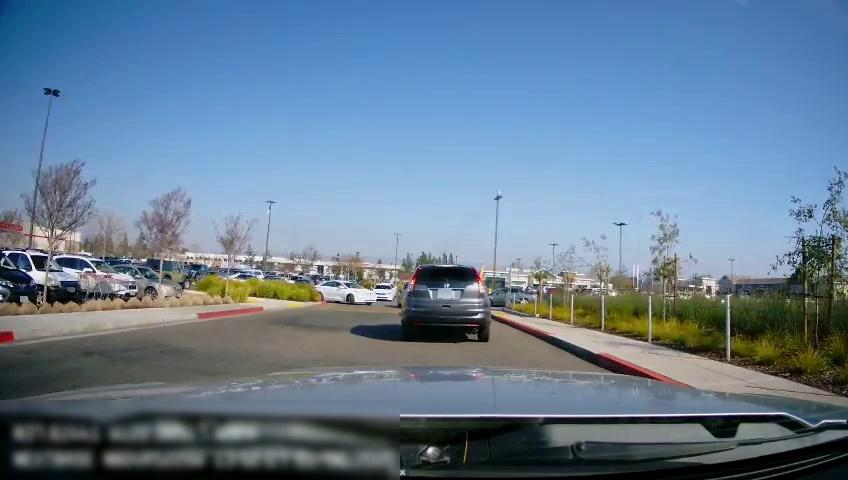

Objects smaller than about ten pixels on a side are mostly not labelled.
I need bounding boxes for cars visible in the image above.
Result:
[489,285,541,308]
[314,280,381,306]
[372,283,398,303]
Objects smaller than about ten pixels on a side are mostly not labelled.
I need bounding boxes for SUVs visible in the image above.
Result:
[401,263,491,344]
